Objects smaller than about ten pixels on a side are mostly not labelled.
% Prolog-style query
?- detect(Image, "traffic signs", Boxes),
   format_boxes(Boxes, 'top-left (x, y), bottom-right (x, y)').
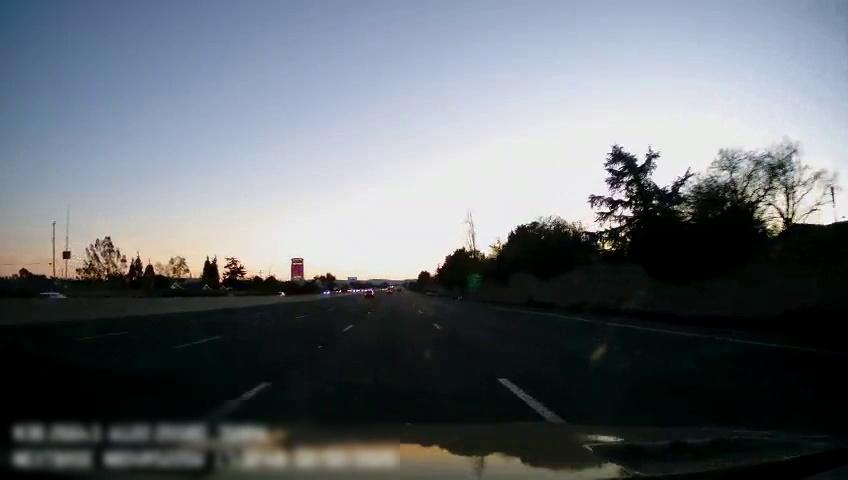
top-left (468, 274), bottom-right (481, 288)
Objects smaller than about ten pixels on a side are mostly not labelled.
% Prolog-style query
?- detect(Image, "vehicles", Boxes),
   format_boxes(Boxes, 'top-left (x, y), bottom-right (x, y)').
top-left (274, 291), bottom-right (285, 297)
top-left (33, 292), bottom-right (65, 300)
